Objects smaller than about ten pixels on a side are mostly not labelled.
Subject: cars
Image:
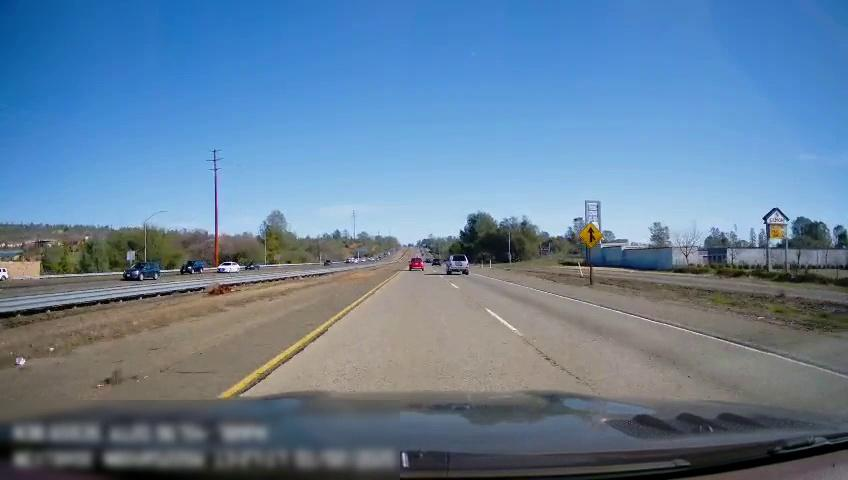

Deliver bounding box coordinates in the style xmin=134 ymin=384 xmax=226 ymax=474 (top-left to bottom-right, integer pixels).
xmin=245 ymin=262 xmax=260 ymax=270
xmin=216 ymin=260 xmax=242 ymax=274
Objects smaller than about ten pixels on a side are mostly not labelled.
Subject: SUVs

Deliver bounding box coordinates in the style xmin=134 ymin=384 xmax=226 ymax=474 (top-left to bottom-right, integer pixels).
xmin=408 ymin=256 xmax=425 ymax=271
xmin=181 ymin=260 xmax=205 ymax=275
xmin=0 ymin=268 xmax=8 ymax=281
xmin=445 ymin=254 xmax=470 ymax=276
xmin=122 ymin=261 xmax=161 ymax=281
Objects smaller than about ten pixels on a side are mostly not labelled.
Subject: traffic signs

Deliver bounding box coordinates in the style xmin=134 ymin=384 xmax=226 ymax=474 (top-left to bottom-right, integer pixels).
xmin=579 ymin=222 xmax=603 ymax=250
